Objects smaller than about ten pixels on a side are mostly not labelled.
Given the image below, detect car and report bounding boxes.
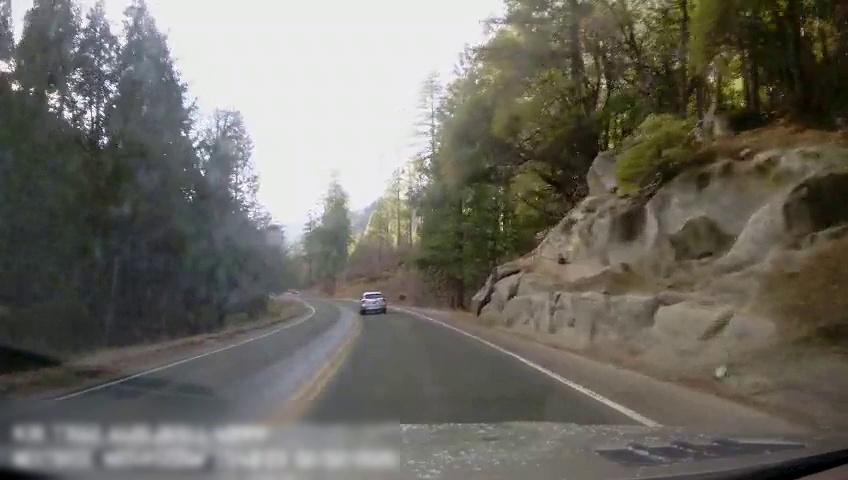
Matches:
[359,291,387,315]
